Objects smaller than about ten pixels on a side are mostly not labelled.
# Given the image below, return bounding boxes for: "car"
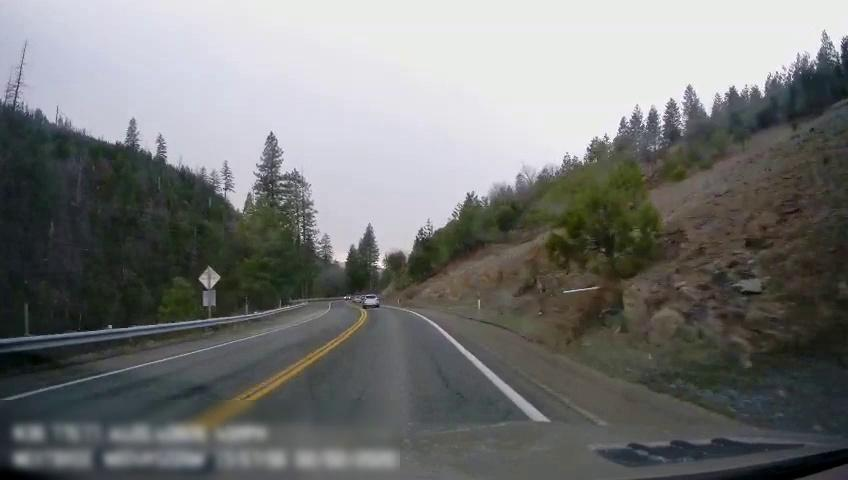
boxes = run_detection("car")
[362,294,380,309]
